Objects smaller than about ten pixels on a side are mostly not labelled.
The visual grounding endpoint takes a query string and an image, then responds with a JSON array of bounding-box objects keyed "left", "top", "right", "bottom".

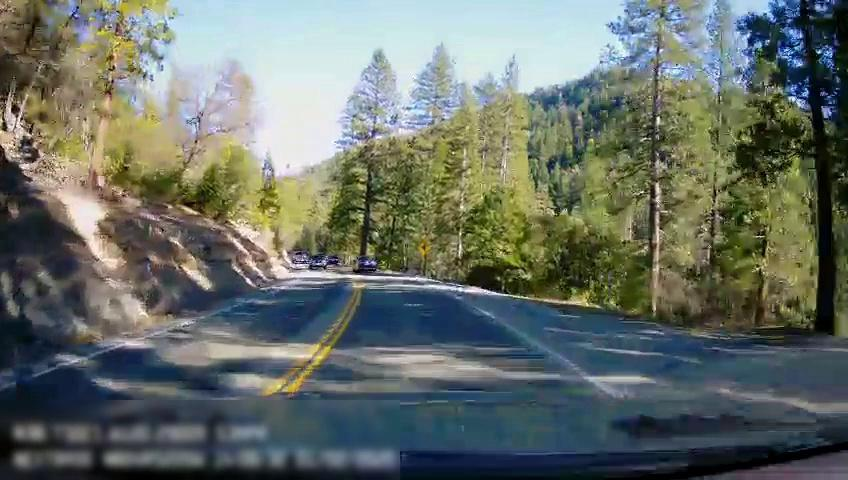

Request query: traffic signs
[{"left": 417, "top": 240, "right": 432, "bottom": 256}]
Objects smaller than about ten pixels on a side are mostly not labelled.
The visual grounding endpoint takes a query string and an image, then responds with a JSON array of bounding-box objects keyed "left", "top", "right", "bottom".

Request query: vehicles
[
  {"left": 351, "top": 255, "right": 377, "bottom": 274},
  {"left": 308, "top": 255, "right": 328, "bottom": 271},
  {"left": 324, "top": 255, "right": 340, "bottom": 266}
]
